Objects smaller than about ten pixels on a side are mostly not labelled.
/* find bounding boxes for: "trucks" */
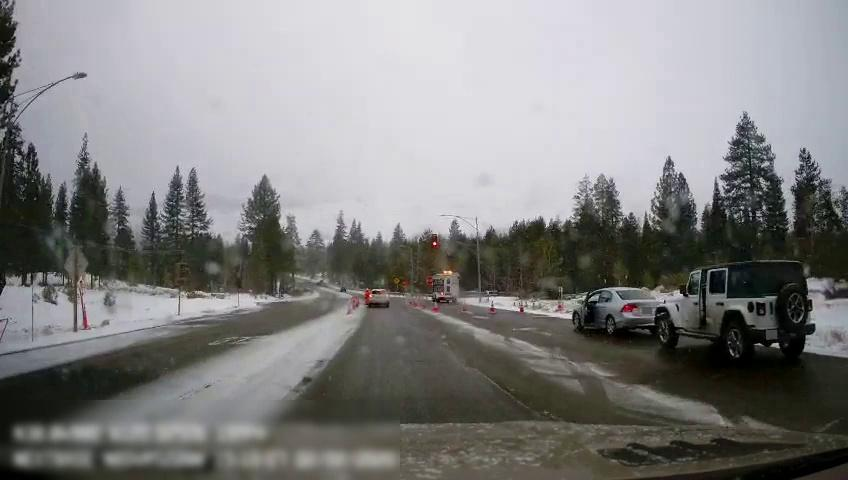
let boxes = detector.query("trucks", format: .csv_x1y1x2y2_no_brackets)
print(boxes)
427,271,460,304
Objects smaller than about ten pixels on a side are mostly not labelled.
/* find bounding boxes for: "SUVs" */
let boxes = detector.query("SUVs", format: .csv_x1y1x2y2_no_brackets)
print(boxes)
368,289,390,308
653,260,816,364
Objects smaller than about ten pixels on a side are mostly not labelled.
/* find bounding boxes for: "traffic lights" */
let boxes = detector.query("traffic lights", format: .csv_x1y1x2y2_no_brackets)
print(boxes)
431,233,438,247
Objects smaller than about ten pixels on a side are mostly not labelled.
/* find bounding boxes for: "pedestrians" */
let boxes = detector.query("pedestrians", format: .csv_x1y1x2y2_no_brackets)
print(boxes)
364,288,370,304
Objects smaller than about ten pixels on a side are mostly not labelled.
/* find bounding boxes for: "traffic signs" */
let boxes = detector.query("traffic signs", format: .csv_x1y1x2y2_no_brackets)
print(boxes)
433,285,445,292
432,278,445,286
425,276,433,287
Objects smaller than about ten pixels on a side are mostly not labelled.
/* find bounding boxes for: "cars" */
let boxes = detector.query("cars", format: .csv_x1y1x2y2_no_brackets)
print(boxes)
572,286,664,336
